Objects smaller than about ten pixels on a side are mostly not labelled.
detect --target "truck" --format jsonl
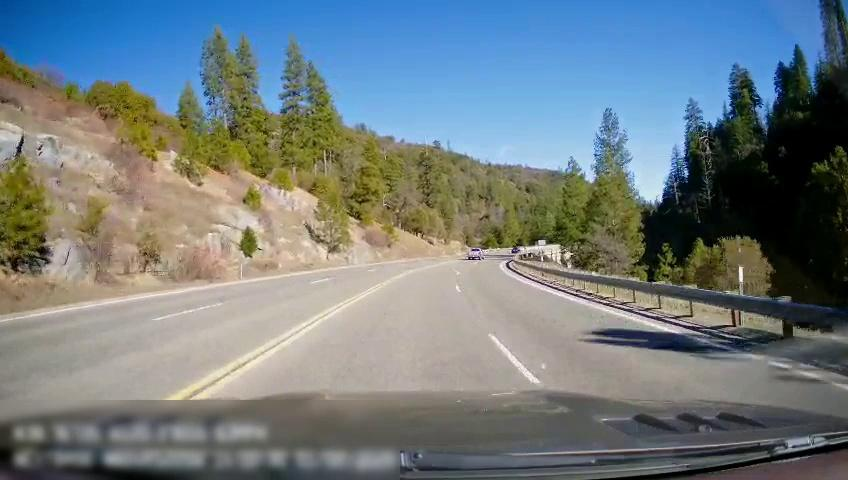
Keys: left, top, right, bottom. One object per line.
{"left": 466, "top": 247, "right": 483, "bottom": 260}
